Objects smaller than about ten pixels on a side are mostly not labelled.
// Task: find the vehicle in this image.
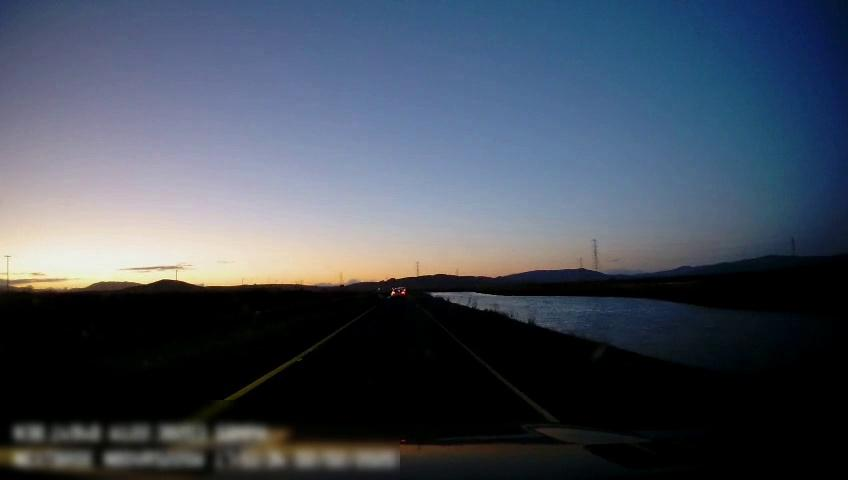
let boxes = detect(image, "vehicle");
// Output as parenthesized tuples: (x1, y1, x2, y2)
(391, 289, 406, 300)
